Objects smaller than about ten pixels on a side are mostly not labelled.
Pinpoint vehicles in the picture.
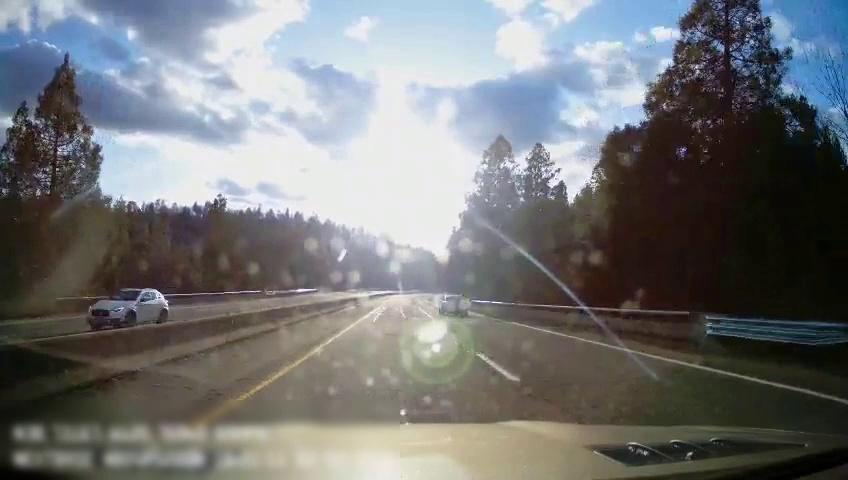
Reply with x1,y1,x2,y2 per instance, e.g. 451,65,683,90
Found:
439,294,471,317
85,287,170,331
